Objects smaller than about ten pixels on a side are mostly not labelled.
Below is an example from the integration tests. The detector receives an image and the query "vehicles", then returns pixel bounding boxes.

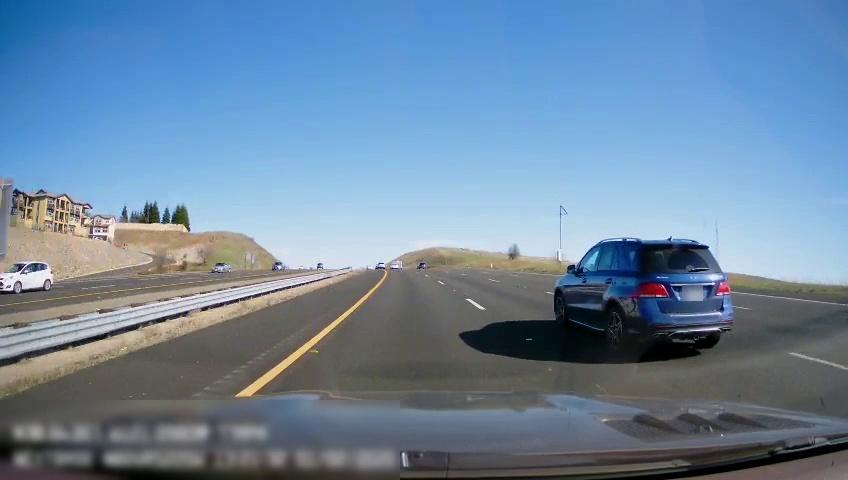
[0,262,54,295]
[272,261,287,272]
[552,238,735,352]
[211,262,231,273]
